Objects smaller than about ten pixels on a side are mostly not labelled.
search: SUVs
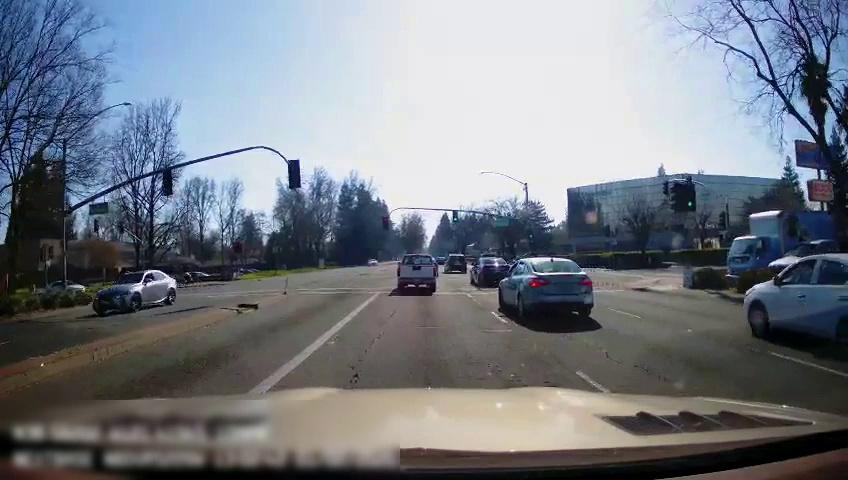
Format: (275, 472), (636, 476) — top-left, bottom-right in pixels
(768, 239), (848, 271)
(444, 254), (467, 273)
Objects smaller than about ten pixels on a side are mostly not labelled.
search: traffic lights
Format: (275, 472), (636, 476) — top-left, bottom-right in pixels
(452, 210), (458, 222)
(686, 177), (692, 192)
(119, 221), (125, 233)
(671, 183), (684, 212)
(93, 219), (99, 232)
(663, 183), (669, 195)
(162, 171), (173, 196)
(288, 159), (302, 188)
(685, 183), (697, 212)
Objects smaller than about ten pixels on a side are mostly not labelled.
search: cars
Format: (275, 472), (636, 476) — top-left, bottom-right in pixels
(92, 270), (177, 314)
(45, 280), (87, 295)
(742, 253), (848, 356)
(498, 258), (593, 321)
(470, 257), (513, 288)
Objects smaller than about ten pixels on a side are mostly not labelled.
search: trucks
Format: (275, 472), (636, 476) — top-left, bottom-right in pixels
(727, 209), (848, 289)
(397, 253), (437, 290)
